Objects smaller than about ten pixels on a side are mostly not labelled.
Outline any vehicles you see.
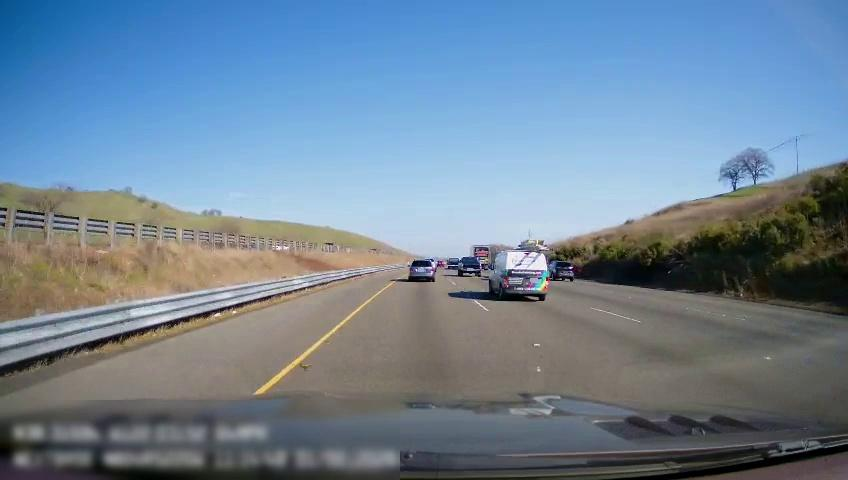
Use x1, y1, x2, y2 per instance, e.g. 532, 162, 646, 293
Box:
407, 260, 435, 283
457, 255, 483, 277
423, 257, 438, 273
271, 244, 290, 251
323, 242, 335, 247
447, 258, 460, 269
545, 259, 575, 282
472, 244, 489, 270
487, 239, 551, 302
